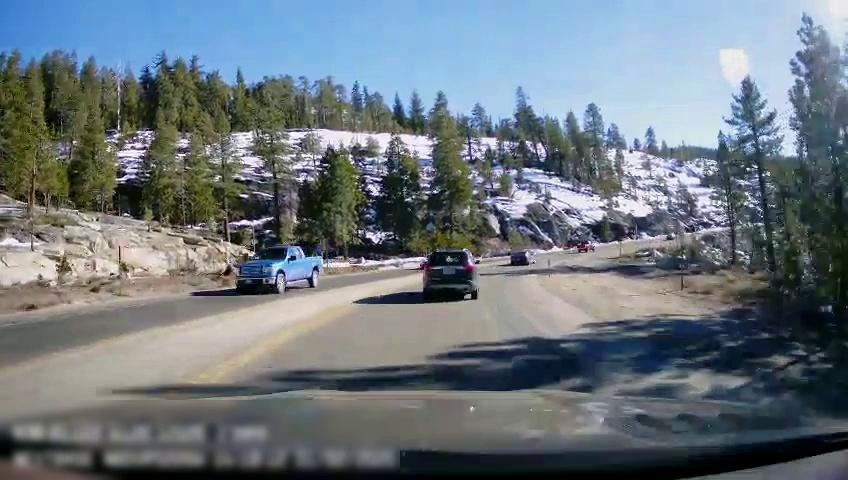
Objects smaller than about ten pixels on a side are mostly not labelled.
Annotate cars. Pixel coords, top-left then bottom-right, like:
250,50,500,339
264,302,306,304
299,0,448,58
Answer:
510,248,537,268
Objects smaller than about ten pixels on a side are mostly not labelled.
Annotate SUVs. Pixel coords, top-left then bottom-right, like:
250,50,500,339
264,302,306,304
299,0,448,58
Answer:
421,247,482,301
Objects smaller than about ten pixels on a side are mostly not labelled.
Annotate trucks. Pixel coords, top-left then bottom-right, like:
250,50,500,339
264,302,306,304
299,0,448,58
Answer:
576,240,596,254
235,245,327,294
